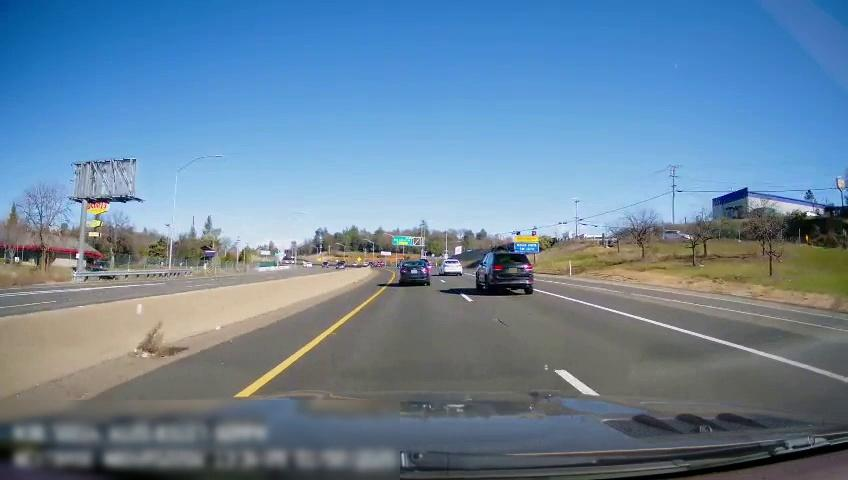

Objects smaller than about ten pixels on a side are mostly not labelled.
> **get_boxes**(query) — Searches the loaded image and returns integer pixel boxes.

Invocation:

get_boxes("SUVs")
[474,251,535,295]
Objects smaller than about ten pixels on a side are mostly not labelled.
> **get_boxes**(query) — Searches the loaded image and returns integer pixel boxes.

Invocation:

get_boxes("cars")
[397,259,431,287]
[440,259,463,277]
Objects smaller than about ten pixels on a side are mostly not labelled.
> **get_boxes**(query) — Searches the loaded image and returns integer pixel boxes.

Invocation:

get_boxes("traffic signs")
[513,236,537,241]
[513,242,539,255]
[393,236,413,247]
